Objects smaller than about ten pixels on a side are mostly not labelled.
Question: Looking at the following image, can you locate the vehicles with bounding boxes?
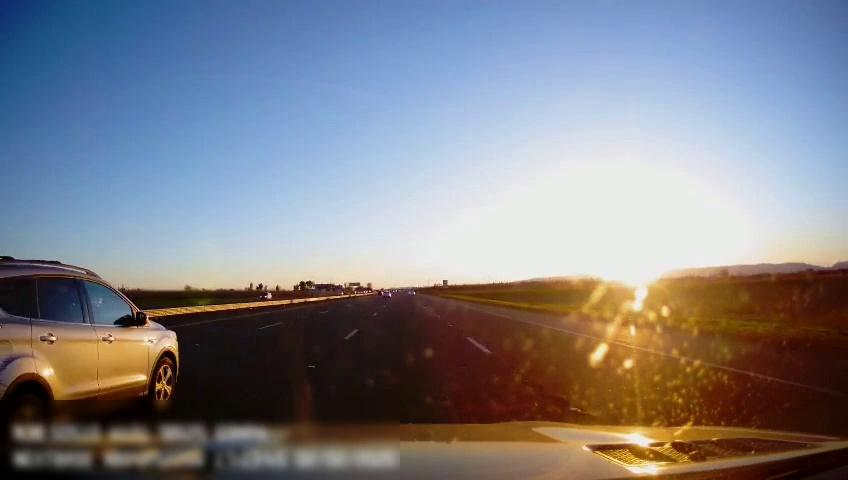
[259,292,273,301]
[0,255,181,447]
